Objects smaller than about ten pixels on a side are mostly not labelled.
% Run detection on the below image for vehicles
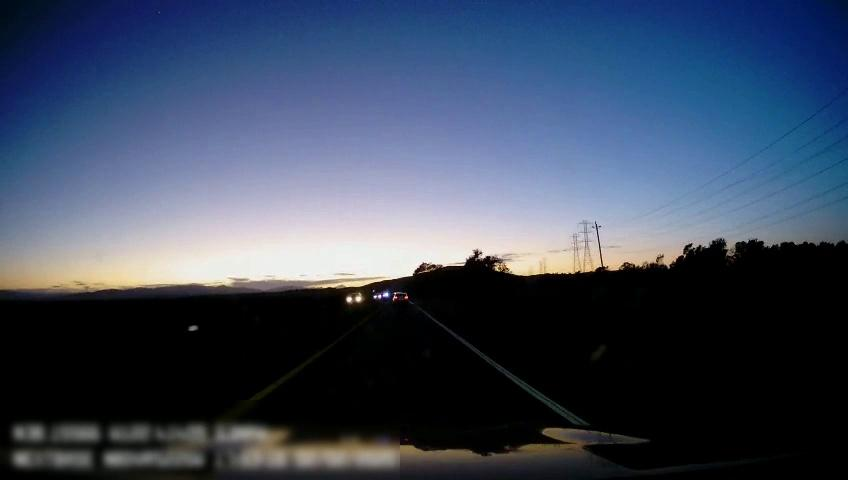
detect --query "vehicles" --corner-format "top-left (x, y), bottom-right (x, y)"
top-left (345, 292), bottom-right (365, 305)
top-left (392, 292), bottom-right (409, 305)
